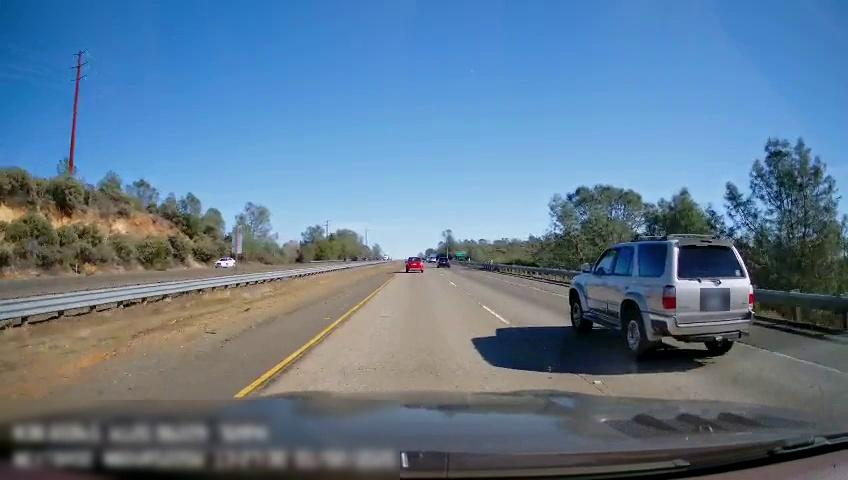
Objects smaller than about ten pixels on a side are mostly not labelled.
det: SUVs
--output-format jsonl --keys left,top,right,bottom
{"left": 568, "top": 240, "right": 756, "bottom": 362}
{"left": 404, "top": 255, "right": 425, "bottom": 273}
{"left": 437, "top": 256, "right": 451, "bottom": 269}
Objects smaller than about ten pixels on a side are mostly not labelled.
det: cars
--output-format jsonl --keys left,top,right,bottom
{"left": 214, "top": 257, "right": 236, "bottom": 269}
